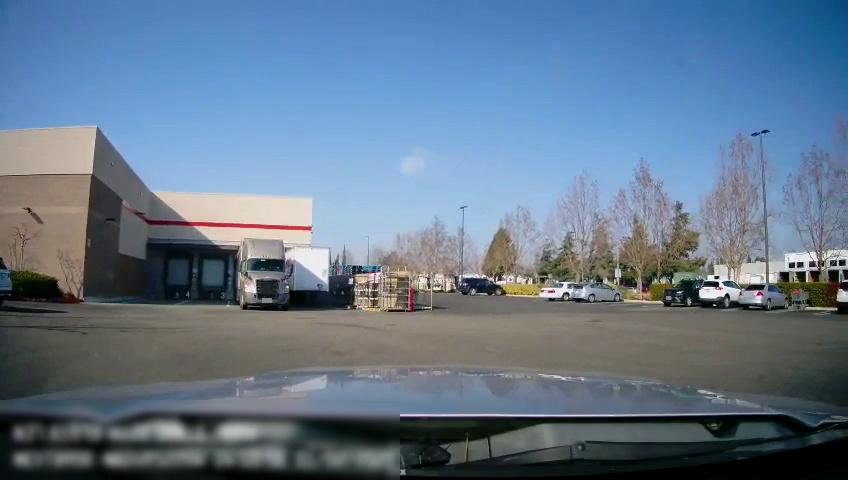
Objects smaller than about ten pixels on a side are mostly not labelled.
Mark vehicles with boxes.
[571,280,624,304]
[737,282,789,310]
[698,278,741,309]
[538,282,575,301]
[285,246,331,296]
[460,277,504,297]
[233,237,295,312]
[663,279,702,308]
[835,278,848,313]
[0,255,15,294]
